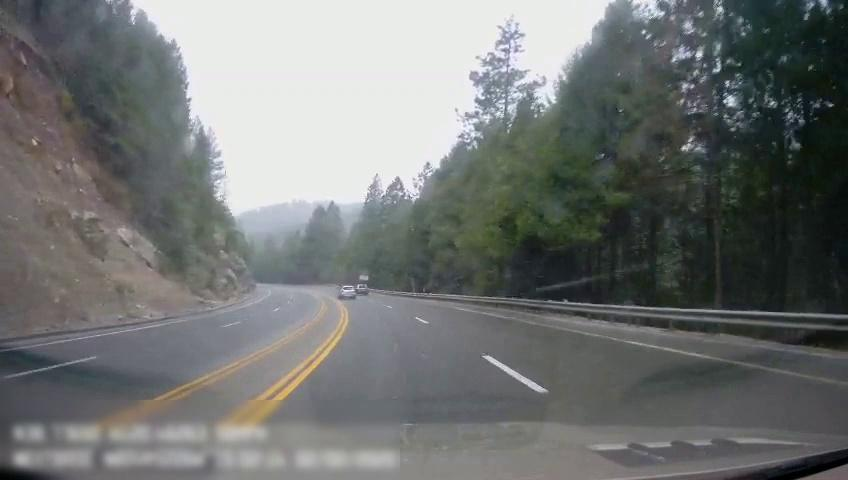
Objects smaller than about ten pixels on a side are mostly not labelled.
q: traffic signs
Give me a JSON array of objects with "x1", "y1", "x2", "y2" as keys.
[{"x1": 359, "y1": 269, "x2": 369, "y2": 282}]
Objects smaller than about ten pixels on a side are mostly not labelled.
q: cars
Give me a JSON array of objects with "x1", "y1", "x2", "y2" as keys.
[
  {"x1": 355, "y1": 284, "x2": 369, "y2": 296},
  {"x1": 338, "y1": 285, "x2": 356, "y2": 300}
]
